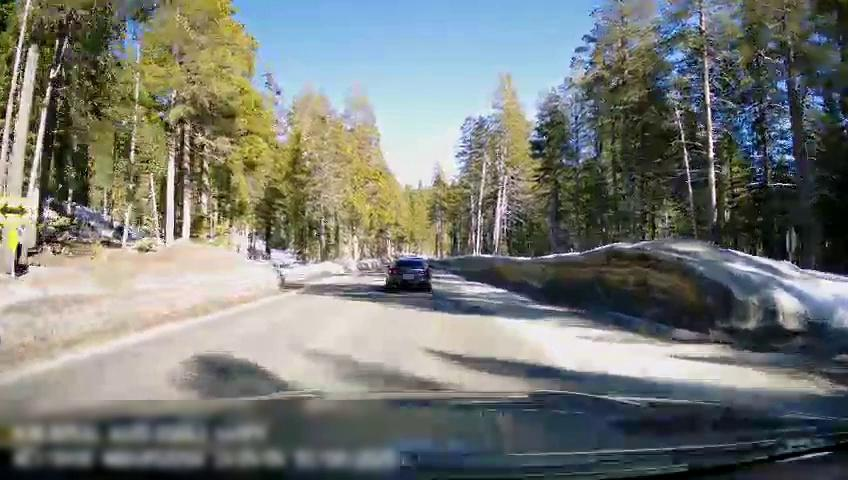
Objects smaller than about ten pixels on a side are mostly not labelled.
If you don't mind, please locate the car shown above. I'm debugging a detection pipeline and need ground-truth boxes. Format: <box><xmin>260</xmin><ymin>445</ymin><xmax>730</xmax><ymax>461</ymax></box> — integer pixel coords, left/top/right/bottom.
<box><xmin>384</xmin><ymin>257</ymin><xmax>432</xmax><ymax>293</ymax></box>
